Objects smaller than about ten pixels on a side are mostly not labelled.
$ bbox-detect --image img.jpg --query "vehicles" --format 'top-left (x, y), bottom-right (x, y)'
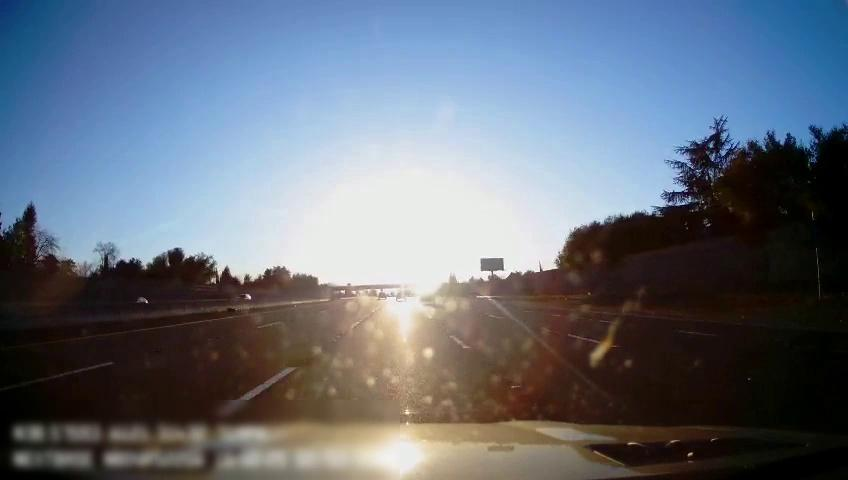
top-left (237, 293), bottom-right (252, 301)
top-left (395, 291), bottom-right (407, 302)
top-left (378, 292), bottom-right (387, 300)
top-left (419, 294), bottom-right (436, 304)
top-left (131, 296), bottom-right (150, 305)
